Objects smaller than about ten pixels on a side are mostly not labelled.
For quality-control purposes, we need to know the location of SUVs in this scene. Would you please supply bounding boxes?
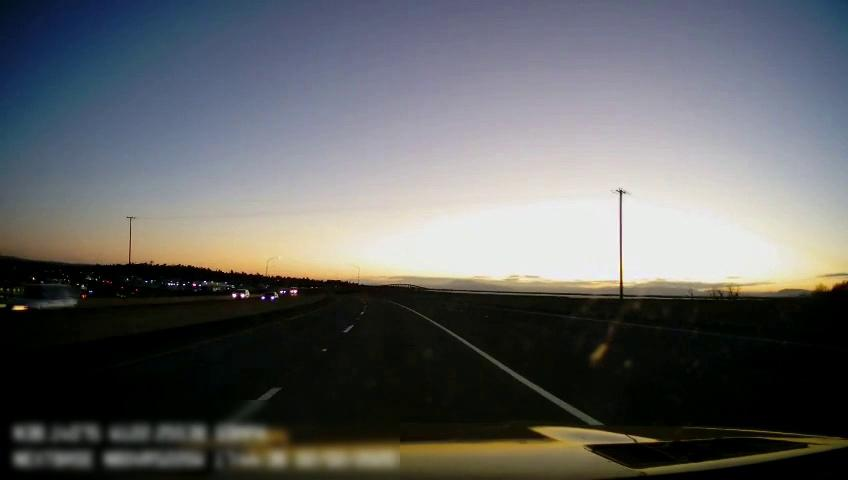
[231,288,250,299]
[0,284,80,315]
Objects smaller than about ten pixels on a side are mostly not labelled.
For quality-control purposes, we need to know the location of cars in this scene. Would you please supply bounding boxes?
[260,291,279,300]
